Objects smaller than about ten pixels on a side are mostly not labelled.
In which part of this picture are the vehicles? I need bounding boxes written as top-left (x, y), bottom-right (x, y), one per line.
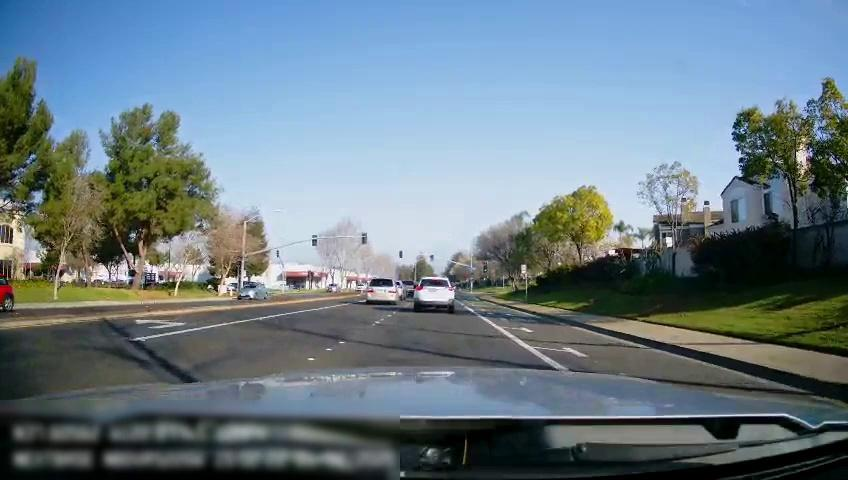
top-left (403, 279), bottom-right (416, 295)
top-left (413, 276), bottom-right (455, 314)
top-left (395, 280), bottom-right (407, 300)
top-left (365, 277), bottom-right (400, 304)
top-left (325, 284), bottom-right (338, 295)
top-left (237, 281), bottom-right (270, 302)
top-left (0, 271), bottom-right (16, 313)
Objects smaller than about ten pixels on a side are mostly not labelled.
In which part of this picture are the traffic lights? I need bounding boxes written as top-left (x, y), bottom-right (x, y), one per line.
top-left (361, 231), bottom-right (368, 245)
top-left (311, 233), bottom-right (318, 247)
